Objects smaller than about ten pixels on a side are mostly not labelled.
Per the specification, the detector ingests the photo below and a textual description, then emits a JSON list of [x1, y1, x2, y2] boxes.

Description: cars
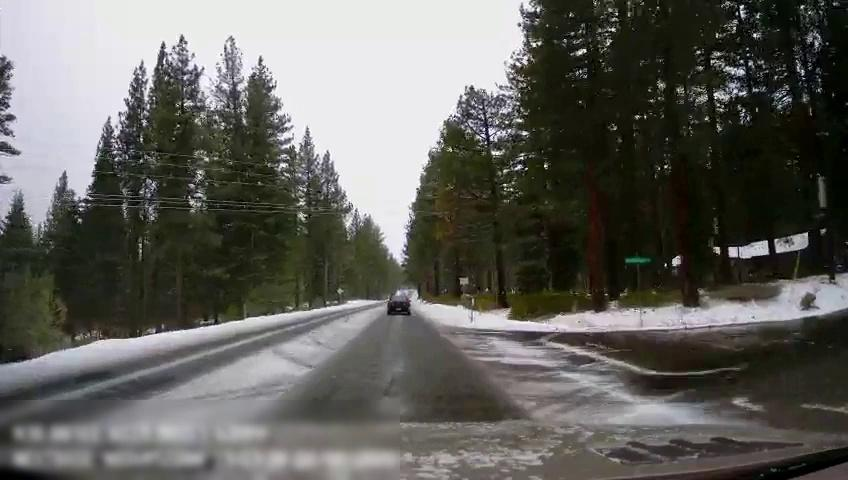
[[386, 294, 412, 315]]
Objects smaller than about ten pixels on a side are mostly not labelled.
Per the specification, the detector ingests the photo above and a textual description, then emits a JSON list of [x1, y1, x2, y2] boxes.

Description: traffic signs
[[459, 276, 470, 286], [624, 257, 653, 265]]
